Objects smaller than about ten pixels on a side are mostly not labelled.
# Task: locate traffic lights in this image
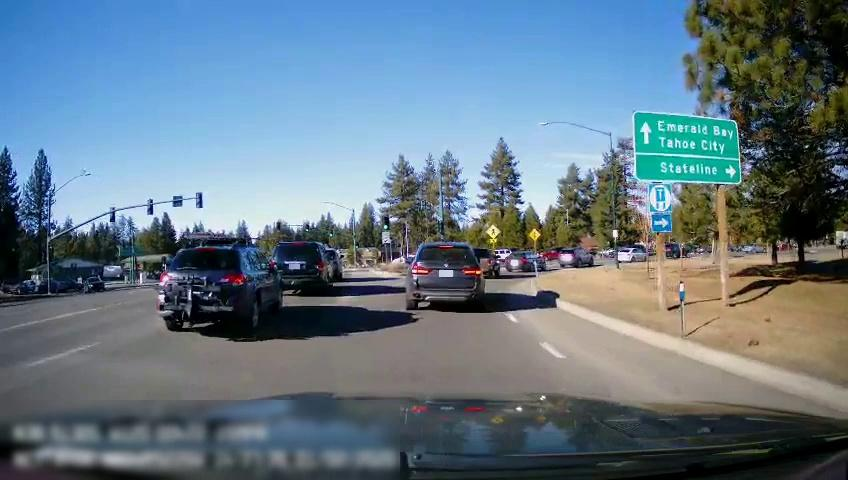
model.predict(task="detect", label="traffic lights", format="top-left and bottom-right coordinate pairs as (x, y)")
top-left (109, 206), bottom-right (116, 222)
top-left (382, 217), bottom-right (390, 230)
top-left (194, 192), bottom-right (203, 208)
top-left (146, 199), bottom-right (154, 216)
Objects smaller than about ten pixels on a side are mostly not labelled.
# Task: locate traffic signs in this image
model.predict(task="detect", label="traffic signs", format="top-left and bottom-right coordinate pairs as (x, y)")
top-left (486, 223), bottom-right (501, 238)
top-left (648, 185), bottom-right (674, 213)
top-left (651, 214), bottom-right (674, 233)
top-left (527, 228), bottom-right (541, 241)
top-left (632, 110), bottom-right (744, 185)
top-left (383, 233), bottom-right (390, 244)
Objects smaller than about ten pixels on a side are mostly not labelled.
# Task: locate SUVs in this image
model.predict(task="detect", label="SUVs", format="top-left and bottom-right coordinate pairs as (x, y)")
top-left (406, 242), bottom-right (484, 311)
top-left (473, 248), bottom-right (500, 276)
top-left (491, 248), bottom-right (512, 259)
top-left (268, 242), bottom-right (335, 296)
top-left (158, 246), bottom-right (283, 331)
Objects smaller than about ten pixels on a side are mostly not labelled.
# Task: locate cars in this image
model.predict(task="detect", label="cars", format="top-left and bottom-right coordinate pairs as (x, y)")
top-left (558, 247), bottom-right (595, 270)
top-left (506, 250), bottom-right (544, 273)
top-left (666, 243), bottom-right (693, 259)
top-left (539, 248), bottom-right (563, 261)
top-left (328, 250), bottom-right (345, 280)
top-left (618, 247), bottom-right (649, 263)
